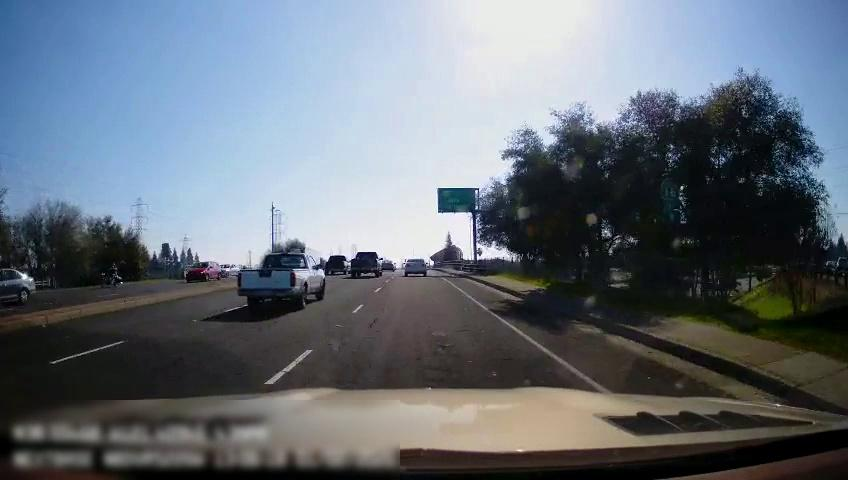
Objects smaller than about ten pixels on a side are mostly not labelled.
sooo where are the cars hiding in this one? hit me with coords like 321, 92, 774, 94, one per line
403, 257, 428, 276
0, 267, 37, 306
185, 261, 222, 283
383, 260, 396, 271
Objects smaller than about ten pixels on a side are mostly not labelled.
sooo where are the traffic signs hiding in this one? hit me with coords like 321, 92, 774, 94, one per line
437, 187, 476, 213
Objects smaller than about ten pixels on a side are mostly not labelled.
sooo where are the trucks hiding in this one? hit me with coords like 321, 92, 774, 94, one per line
326, 255, 350, 274
237, 252, 326, 315
350, 251, 383, 279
